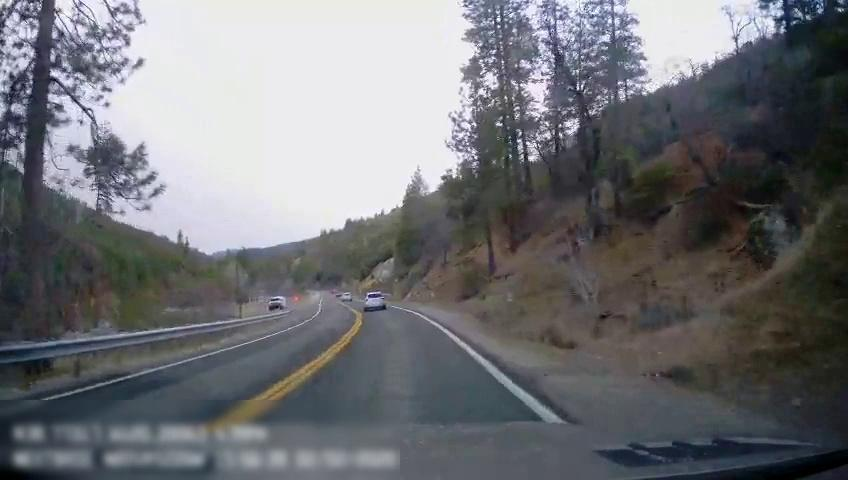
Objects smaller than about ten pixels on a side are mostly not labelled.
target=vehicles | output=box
[362,291,387,311]
[341,292,352,302]
[268,296,286,311]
